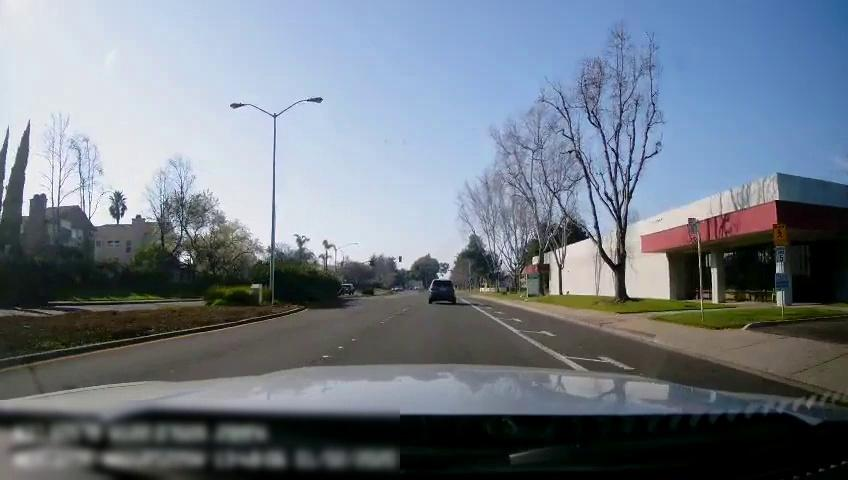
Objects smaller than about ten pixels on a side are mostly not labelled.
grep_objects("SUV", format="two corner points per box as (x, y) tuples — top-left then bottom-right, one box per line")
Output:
(428, 279), (456, 305)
